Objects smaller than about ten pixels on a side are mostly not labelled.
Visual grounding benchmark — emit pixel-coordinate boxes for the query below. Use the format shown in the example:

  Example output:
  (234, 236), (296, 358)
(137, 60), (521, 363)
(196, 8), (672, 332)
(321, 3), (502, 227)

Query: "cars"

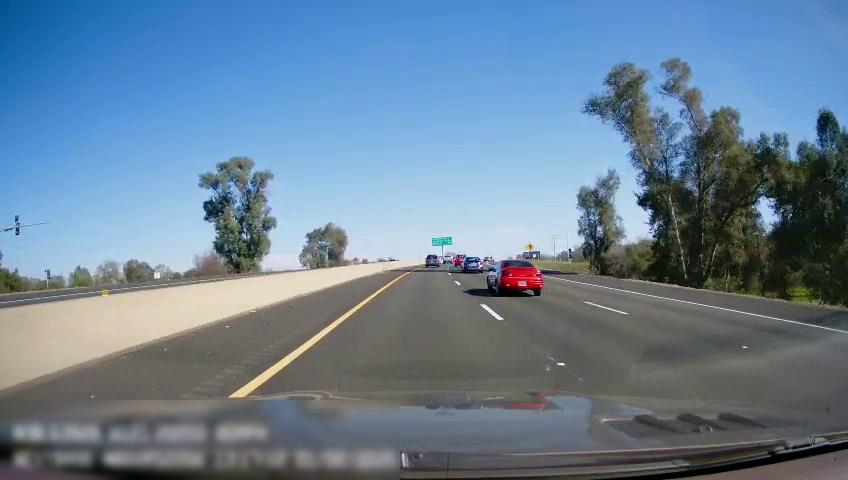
(461, 257), (483, 273)
(486, 259), (544, 297)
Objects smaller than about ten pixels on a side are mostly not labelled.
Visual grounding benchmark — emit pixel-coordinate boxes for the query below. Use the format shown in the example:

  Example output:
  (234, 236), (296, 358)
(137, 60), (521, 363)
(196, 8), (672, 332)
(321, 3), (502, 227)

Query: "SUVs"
(453, 254), (469, 268)
(425, 254), (441, 268)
